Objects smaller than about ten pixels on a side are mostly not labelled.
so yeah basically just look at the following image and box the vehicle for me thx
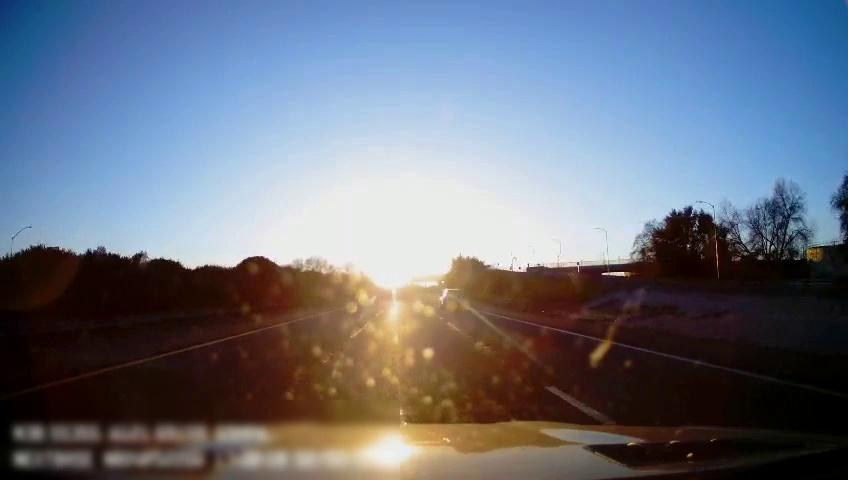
[438,287,470,314]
